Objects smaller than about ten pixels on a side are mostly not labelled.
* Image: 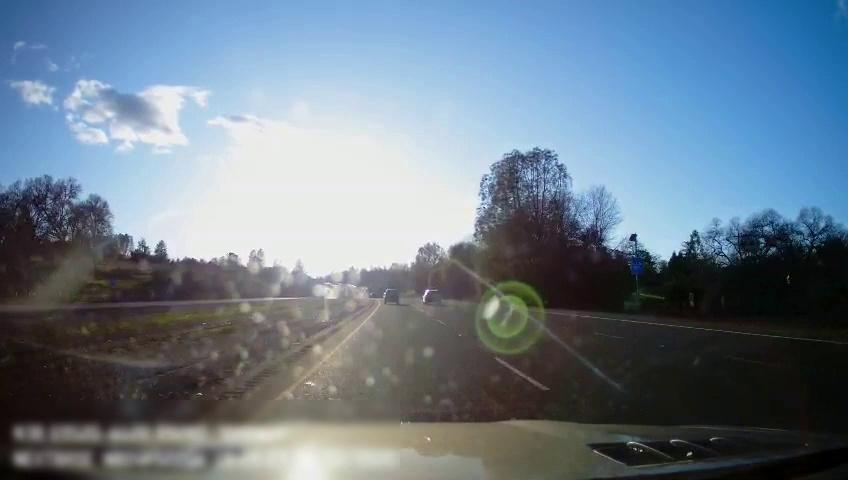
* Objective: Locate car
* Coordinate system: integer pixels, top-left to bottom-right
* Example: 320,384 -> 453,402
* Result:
384,290 -> 399,304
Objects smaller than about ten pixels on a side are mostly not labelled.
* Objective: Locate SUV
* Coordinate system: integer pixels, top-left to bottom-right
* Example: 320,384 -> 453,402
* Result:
423,289 -> 441,304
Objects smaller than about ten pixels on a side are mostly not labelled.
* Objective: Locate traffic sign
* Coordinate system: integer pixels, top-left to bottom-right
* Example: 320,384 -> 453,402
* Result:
629,257 -> 645,275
